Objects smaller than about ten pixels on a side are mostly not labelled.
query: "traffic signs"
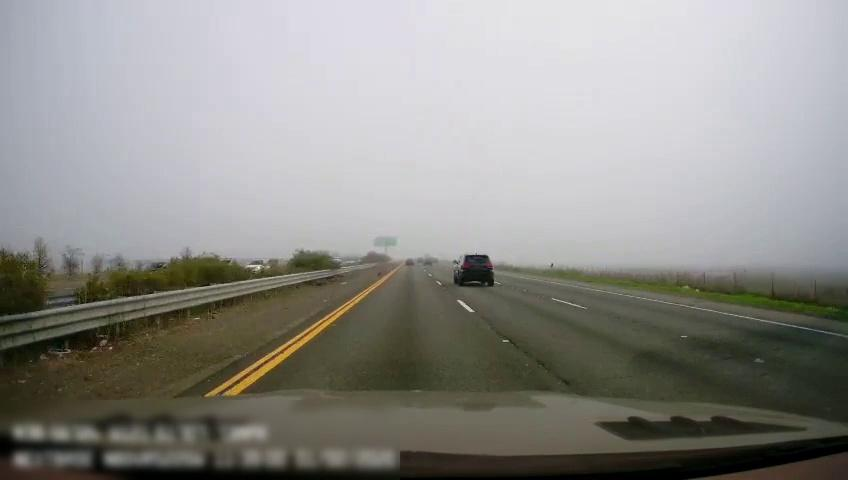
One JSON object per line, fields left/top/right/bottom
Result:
{"left": 374, "top": 235, "right": 399, "bottom": 247}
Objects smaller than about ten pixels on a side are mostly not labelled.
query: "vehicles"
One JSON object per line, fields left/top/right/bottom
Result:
{"left": 143, "top": 261, "right": 170, "bottom": 275}
{"left": 452, "top": 253, "right": 495, "bottom": 287}
{"left": 404, "top": 258, "right": 415, "bottom": 266}
{"left": 243, "top": 259, "right": 272, "bottom": 275}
